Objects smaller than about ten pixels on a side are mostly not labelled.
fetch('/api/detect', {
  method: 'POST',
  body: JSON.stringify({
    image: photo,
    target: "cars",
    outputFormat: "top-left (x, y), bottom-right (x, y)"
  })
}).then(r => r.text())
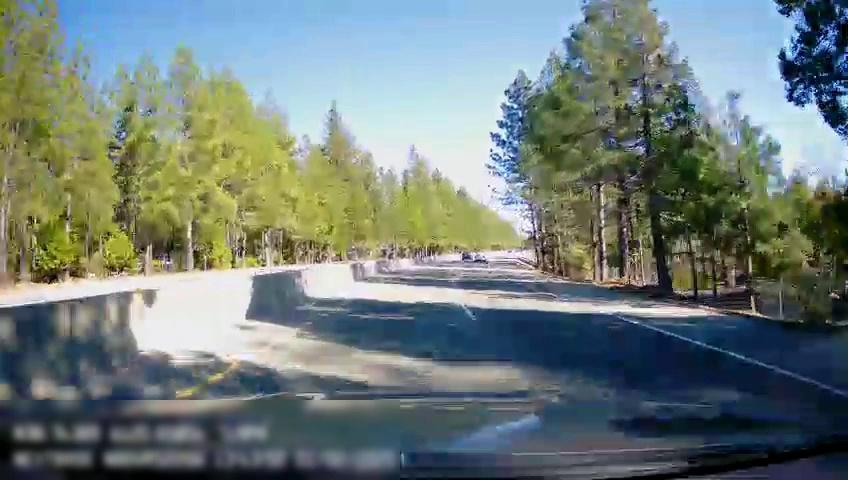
top-left (474, 252), bottom-right (488, 264)
top-left (461, 249), bottom-right (475, 261)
